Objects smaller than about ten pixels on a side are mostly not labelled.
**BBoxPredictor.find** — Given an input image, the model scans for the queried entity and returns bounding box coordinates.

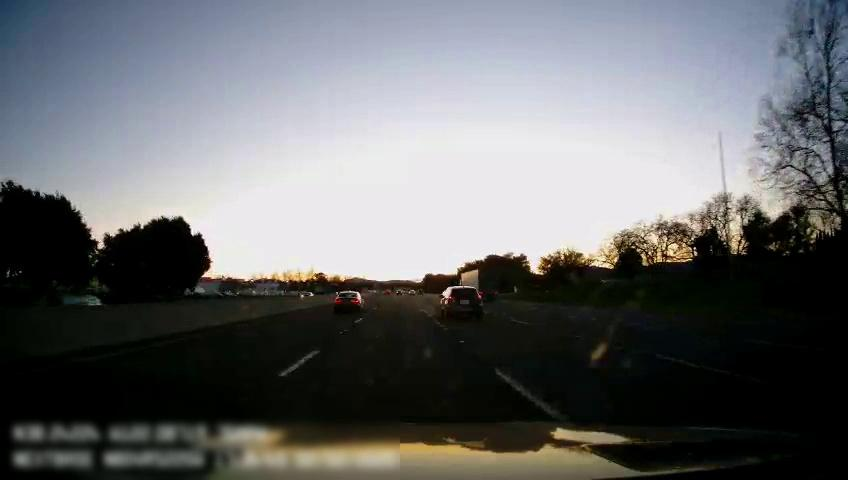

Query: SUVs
[440,286,483,321]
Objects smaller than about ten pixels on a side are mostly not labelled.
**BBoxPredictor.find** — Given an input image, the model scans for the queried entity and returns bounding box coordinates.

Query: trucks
[460,269,498,302]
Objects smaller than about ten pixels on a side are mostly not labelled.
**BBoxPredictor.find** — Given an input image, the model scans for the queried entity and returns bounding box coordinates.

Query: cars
[301,292,314,298]
[334,291,365,313]
[27,295,105,310]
